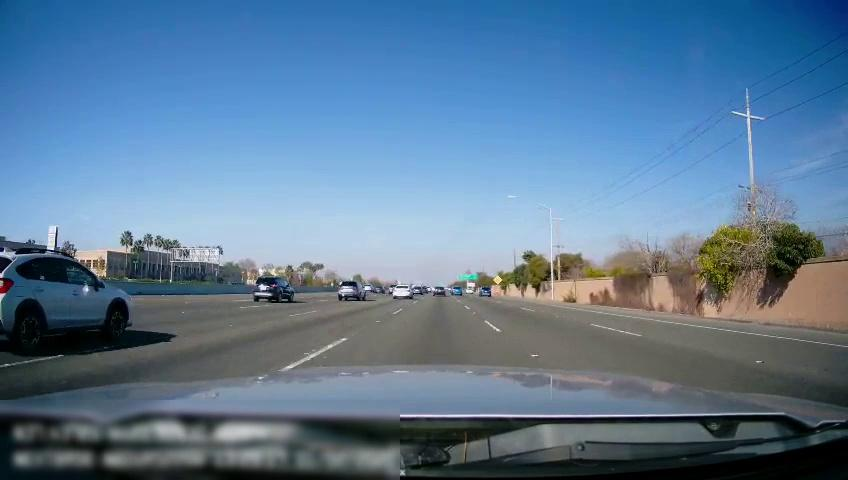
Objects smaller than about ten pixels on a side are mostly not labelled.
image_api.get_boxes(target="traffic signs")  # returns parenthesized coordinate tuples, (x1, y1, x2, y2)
(460, 274, 480, 281)
(492, 275, 503, 285)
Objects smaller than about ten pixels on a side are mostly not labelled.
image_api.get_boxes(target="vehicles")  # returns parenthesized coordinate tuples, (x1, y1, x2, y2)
(336, 281, 366, 302)
(373, 286, 385, 294)
(252, 277, 295, 303)
(478, 287, 492, 298)
(392, 284, 413, 300)
(362, 284, 373, 293)
(433, 286, 446, 297)
(450, 286, 463, 297)
(0, 245, 136, 355)
(410, 286, 424, 296)
(388, 284, 397, 295)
